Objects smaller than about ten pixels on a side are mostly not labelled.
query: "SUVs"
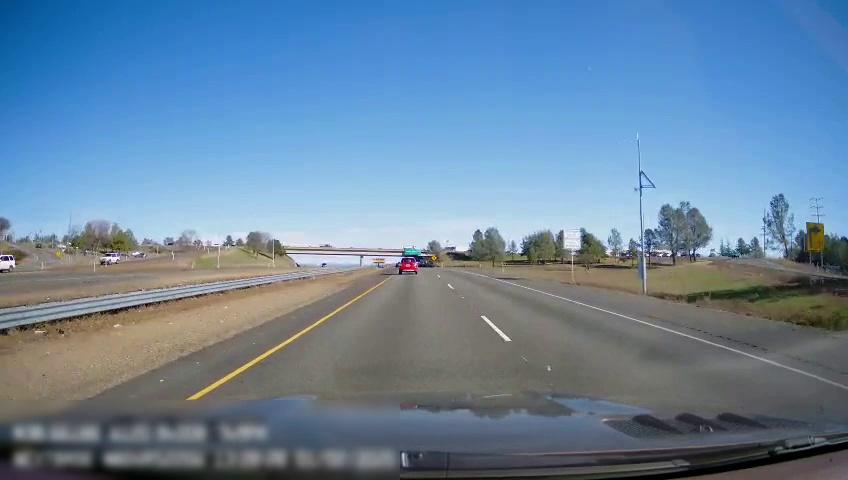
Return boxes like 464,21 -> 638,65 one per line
398,256 -> 419,275
99,253 -> 119,266
0,255 -> 16,273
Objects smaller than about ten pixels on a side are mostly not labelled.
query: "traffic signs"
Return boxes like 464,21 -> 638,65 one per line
402,248 -> 421,258
805,221 -> 825,252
